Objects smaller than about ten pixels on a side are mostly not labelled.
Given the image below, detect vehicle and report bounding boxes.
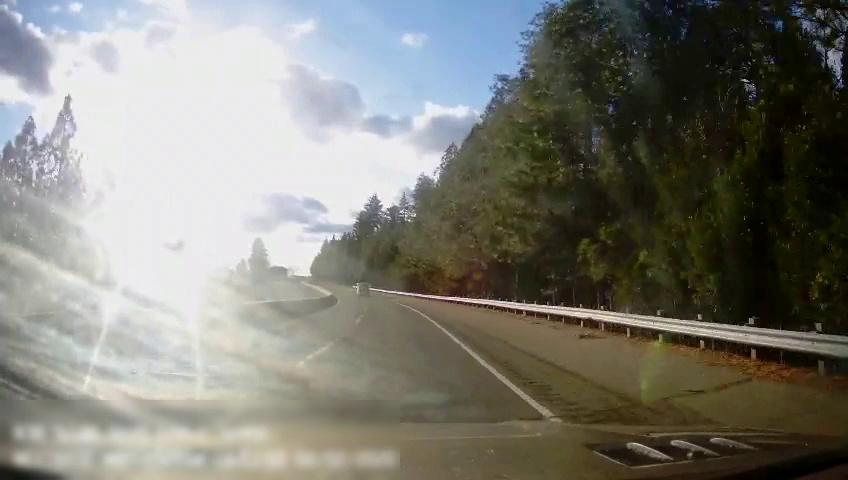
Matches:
[356,281,371,296]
